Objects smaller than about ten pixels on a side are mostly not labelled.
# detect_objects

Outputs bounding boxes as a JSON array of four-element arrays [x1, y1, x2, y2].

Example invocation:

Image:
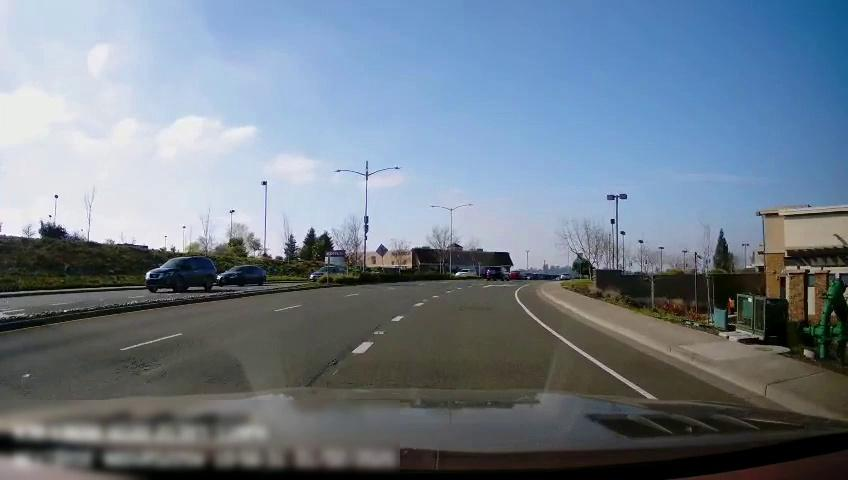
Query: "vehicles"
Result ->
[[143, 255, 218, 294], [509, 270, 527, 281], [216, 263, 267, 287], [308, 264, 345, 282], [560, 272, 574, 281], [455, 268, 477, 278], [485, 265, 508, 282]]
